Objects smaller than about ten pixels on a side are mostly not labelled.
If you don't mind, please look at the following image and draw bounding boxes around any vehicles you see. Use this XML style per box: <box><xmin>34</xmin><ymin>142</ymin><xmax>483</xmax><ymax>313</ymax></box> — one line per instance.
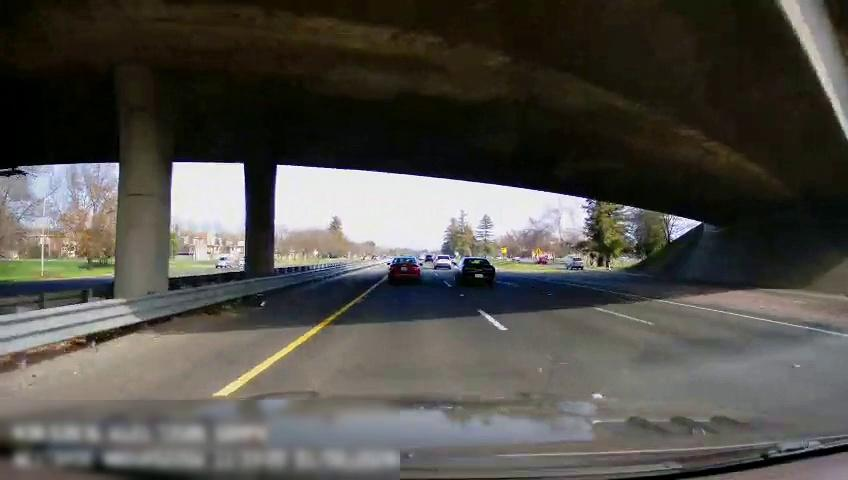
<box><xmin>215</xmin><ymin>257</ymin><xmax>232</xmax><ymax>269</ymax></box>
<box><xmin>386</xmin><ymin>256</ymin><xmax>423</xmax><ymax>282</ymax></box>
<box><xmin>566</xmin><ymin>256</ymin><xmax>584</xmax><ymax>270</ymax></box>
<box><xmin>432</xmin><ymin>254</ymin><xmax>451</xmax><ymax>270</ymax></box>
<box><xmin>453</xmin><ymin>257</ymin><xmax>496</xmax><ymax>287</ymax></box>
